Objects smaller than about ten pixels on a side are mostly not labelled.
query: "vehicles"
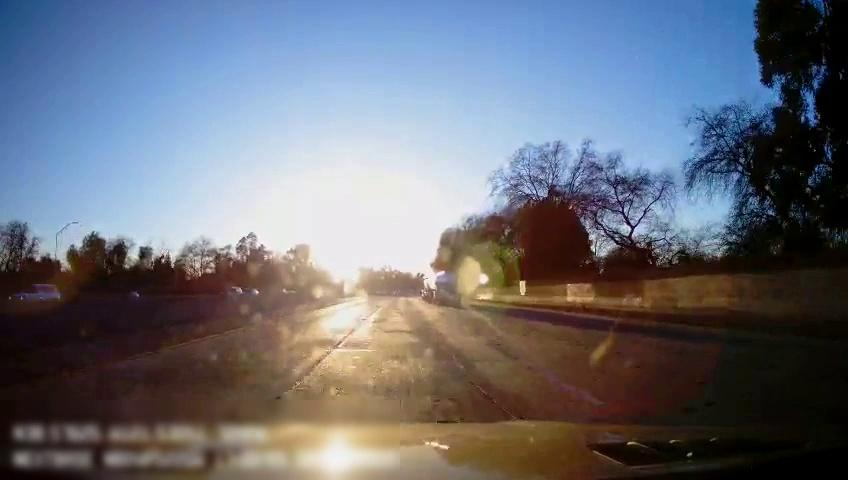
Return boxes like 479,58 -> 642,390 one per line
221,286 -> 243,296
241,288 -> 260,296
426,271 -> 456,305
8,283 -> 61,304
